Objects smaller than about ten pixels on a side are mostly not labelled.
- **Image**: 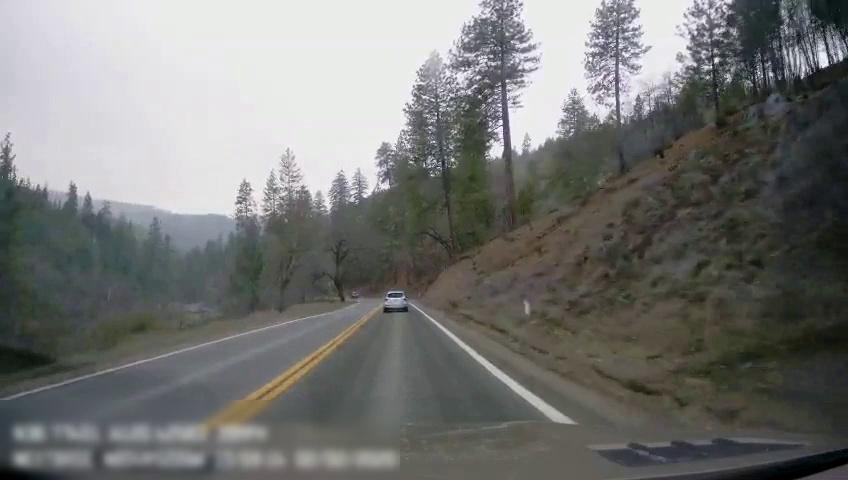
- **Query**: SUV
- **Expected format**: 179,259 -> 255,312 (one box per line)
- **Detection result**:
383,291 -> 409,313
